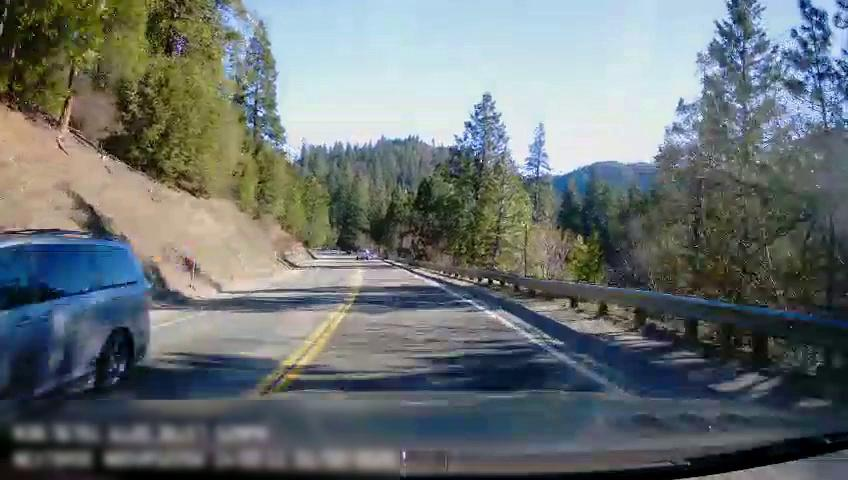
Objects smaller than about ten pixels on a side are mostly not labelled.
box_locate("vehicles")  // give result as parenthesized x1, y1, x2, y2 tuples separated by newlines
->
(356, 249, 369, 260)
(0, 227, 155, 422)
